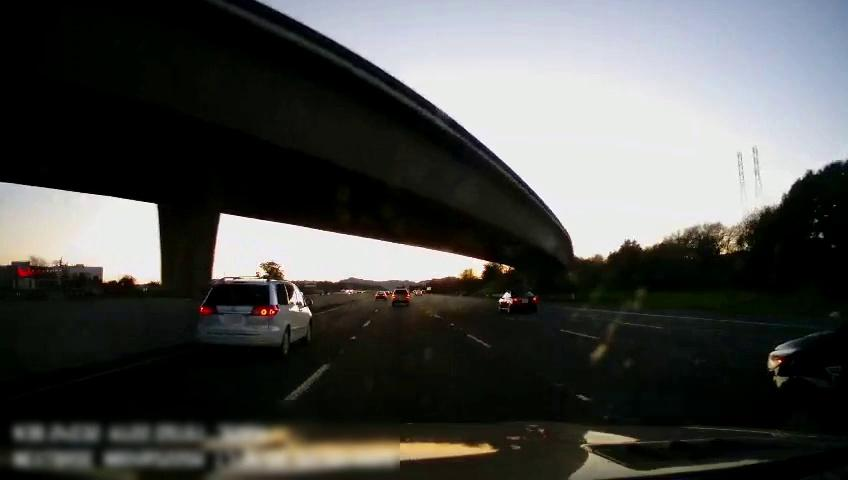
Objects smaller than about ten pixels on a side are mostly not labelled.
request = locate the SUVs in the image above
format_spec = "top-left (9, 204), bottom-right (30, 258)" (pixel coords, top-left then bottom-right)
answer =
top-left (765, 319), bottom-right (848, 434)
top-left (391, 288), bottom-right (410, 306)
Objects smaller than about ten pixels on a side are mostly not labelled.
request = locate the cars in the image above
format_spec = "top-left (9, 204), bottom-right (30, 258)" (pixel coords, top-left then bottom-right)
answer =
top-left (497, 289), bottom-right (538, 314)
top-left (375, 291), bottom-right (387, 300)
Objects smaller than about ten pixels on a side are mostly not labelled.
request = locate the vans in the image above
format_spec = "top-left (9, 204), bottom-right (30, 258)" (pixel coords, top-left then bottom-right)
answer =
top-left (197, 278), bottom-right (314, 358)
